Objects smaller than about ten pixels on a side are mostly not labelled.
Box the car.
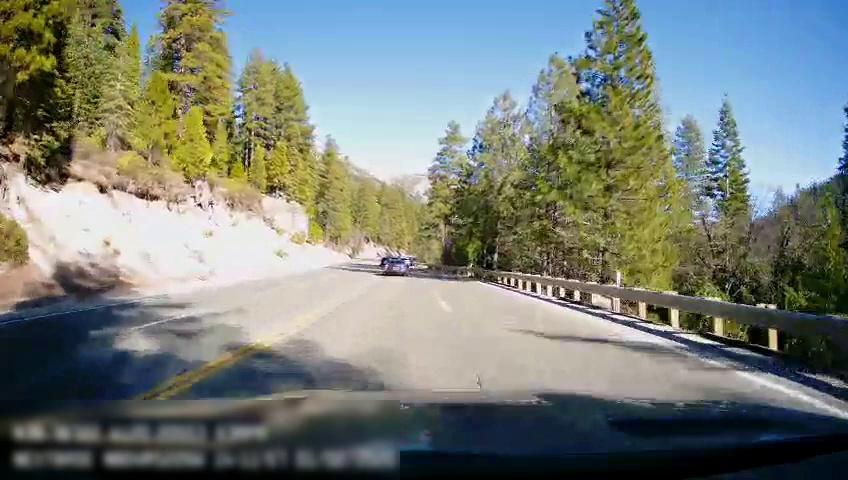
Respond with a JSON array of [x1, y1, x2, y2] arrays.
[[384, 257, 409, 277]]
